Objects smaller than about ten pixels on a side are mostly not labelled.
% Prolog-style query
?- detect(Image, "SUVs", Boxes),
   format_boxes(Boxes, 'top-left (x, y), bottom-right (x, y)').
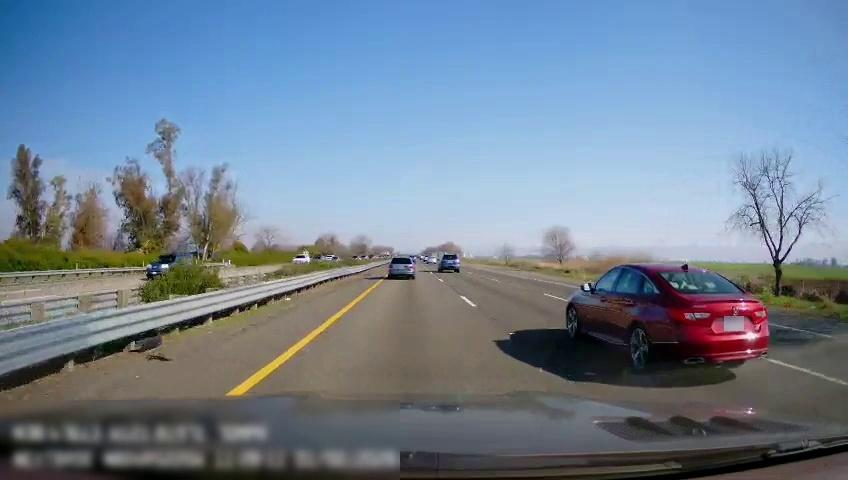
top-left (437, 254), bottom-right (463, 274)
top-left (386, 255), bottom-right (417, 281)
top-left (292, 253), bottom-right (310, 264)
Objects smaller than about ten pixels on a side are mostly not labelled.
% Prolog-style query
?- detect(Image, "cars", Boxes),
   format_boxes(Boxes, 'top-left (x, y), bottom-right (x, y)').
top-left (563, 263), bottom-right (771, 375)
top-left (426, 255), bottom-right (437, 265)
top-left (144, 254), bottom-right (196, 281)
